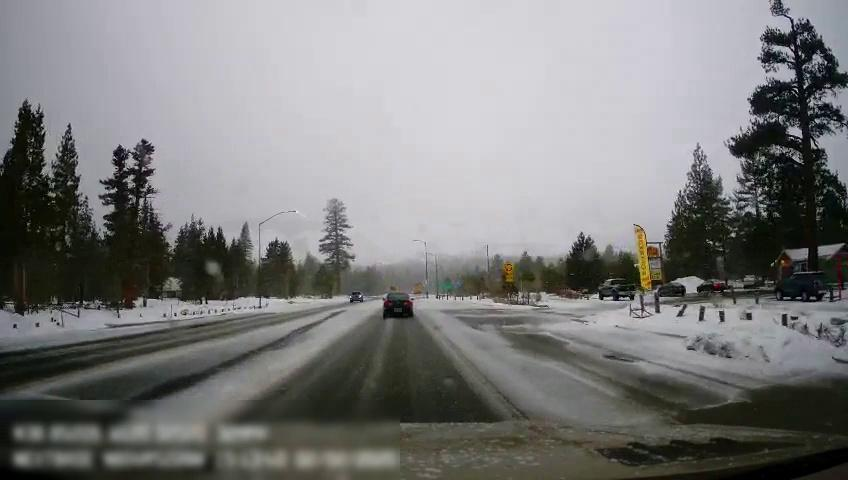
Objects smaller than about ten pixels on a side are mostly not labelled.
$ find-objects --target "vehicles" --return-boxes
[381,292,414,318]
[696,279,726,293]
[743,275,758,289]
[598,279,636,301]
[657,282,686,297]
[774,272,829,302]
[350,291,363,302]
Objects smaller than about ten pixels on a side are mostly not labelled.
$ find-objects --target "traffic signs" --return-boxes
[503,262,514,273]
